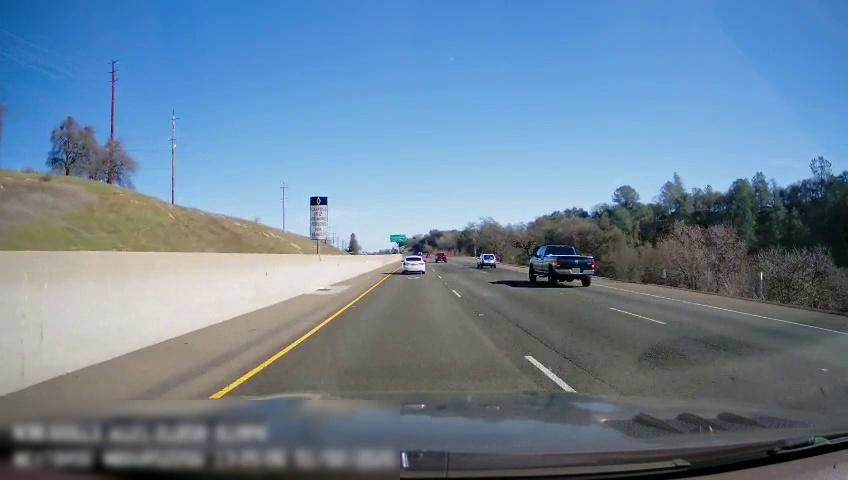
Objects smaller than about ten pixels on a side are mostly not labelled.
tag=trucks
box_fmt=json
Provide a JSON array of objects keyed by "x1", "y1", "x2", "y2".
[
  {"x1": 527, "y1": 244, "x2": 595, "y2": 287},
  {"x1": 435, "y1": 253, "x2": 447, "y2": 263}
]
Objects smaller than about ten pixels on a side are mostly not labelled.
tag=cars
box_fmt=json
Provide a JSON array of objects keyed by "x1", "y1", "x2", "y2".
[{"x1": 399, "y1": 255, "x2": 425, "y2": 274}]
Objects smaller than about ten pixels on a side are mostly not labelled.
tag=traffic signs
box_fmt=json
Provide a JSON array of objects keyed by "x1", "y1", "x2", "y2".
[
  {"x1": 310, "y1": 196, "x2": 329, "y2": 241},
  {"x1": 389, "y1": 233, "x2": 406, "y2": 243}
]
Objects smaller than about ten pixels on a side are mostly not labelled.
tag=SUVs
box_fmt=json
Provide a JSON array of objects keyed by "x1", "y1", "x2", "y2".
[{"x1": 477, "y1": 254, "x2": 496, "y2": 268}]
